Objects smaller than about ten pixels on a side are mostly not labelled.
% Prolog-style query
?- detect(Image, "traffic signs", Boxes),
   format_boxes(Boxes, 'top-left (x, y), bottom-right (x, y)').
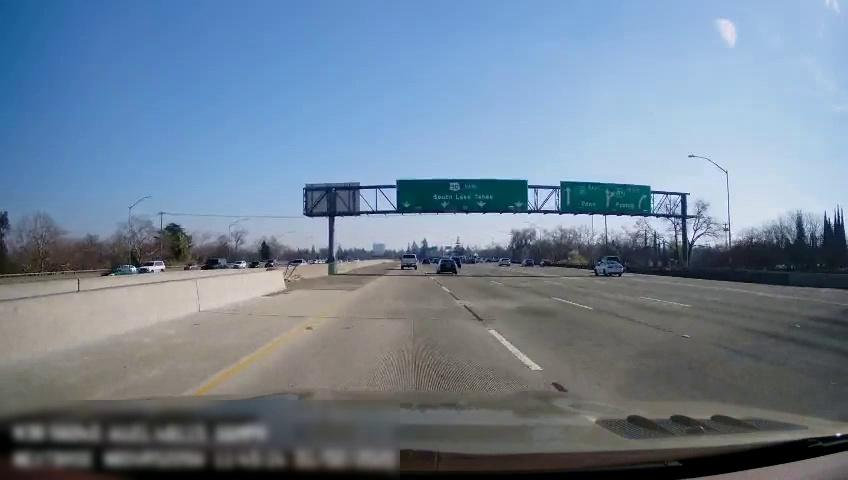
top-left (395, 178), bottom-right (529, 214)
top-left (304, 181), bottom-right (361, 214)
top-left (559, 180), bottom-right (652, 214)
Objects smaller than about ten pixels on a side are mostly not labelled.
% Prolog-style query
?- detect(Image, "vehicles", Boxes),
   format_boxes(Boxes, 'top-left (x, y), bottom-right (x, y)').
top-left (122, 264), bottom-right (137, 275)
top-left (264, 259), bottom-right (278, 268)
top-left (598, 255), bottom-right (628, 270)
top-left (399, 253), bottom-right (418, 270)
top-left (593, 259), bottom-right (624, 277)
top-left (288, 258), bottom-right (309, 267)
top-left (248, 260), bottom-right (263, 269)
top-left (497, 257), bottom-right (511, 267)
top-left (201, 257), bottom-right (229, 271)
top-left (450, 257), bottom-right (462, 269)
top-left (539, 259), bottom-right (551, 268)
top-left (436, 257), bottom-right (458, 275)
top-left (231, 260), bottom-right (247, 270)
top-left (183, 262), bottom-right (198, 271)
top-left (521, 258), bottom-right (535, 268)
top-left (102, 265), bottom-right (134, 277)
